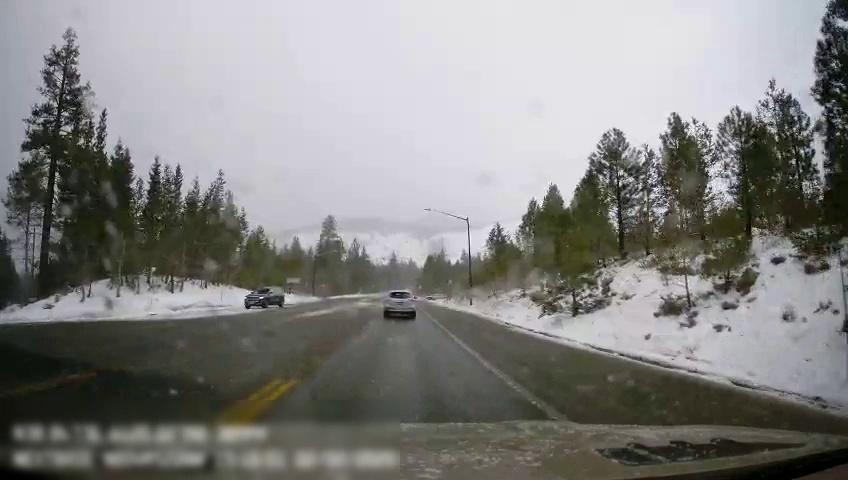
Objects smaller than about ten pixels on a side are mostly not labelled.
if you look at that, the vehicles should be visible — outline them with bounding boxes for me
[383,289,417,319]
[426,294,445,301]
[243,286,285,309]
